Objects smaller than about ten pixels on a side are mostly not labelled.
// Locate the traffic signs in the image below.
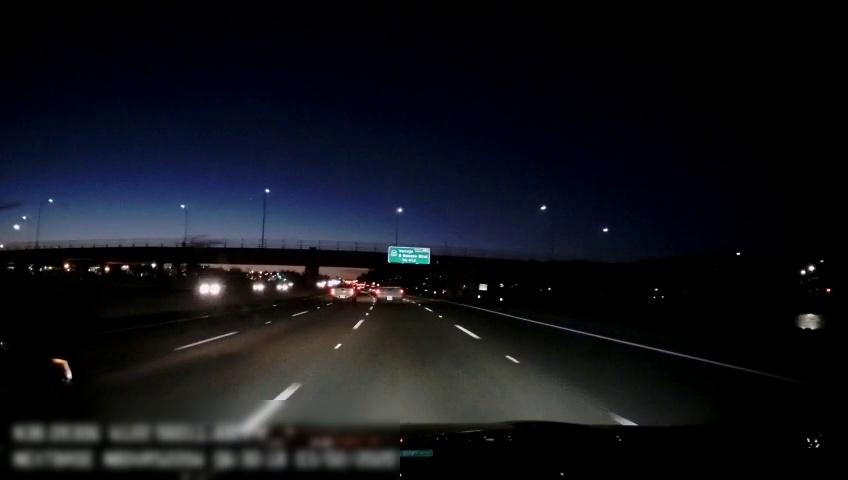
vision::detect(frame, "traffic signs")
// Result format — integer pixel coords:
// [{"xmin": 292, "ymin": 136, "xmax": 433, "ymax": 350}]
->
[{"xmin": 387, "ymin": 245, "xmax": 432, "ymax": 266}]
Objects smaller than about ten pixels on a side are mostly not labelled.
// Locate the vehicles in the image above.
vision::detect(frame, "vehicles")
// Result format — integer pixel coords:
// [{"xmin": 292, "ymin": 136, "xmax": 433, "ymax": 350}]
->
[
  {"xmin": 329, "ymin": 282, "xmax": 359, "ymax": 305},
  {"xmin": 0, "ymin": 346, "xmax": 74, "ymax": 400},
  {"xmin": 252, "ymin": 282, "xmax": 266, "ymax": 292},
  {"xmin": 198, "ymin": 283, "xmax": 222, "ymax": 295},
  {"xmin": 275, "ymin": 281, "xmax": 289, "ymax": 292},
  {"xmin": 375, "ymin": 285, "xmax": 404, "ymax": 307}
]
